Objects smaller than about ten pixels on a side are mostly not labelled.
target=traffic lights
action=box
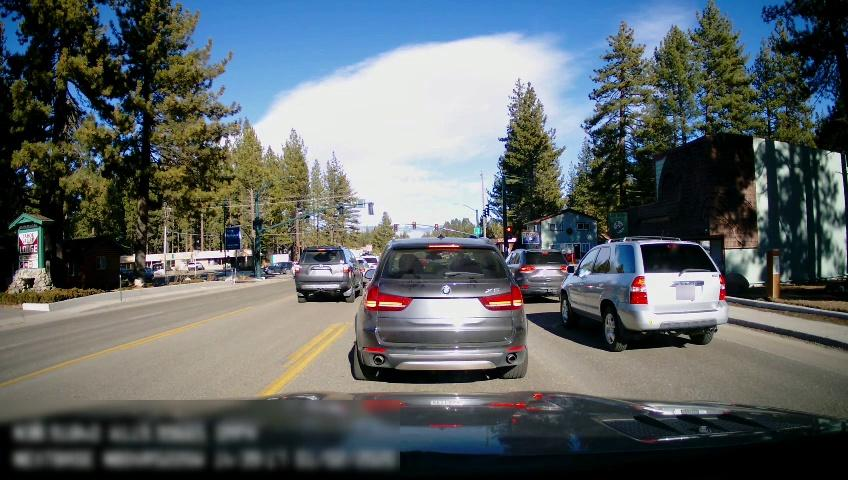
[506,224,512,237]
[368,203,374,216]
[337,208,343,219]
[484,203,490,217]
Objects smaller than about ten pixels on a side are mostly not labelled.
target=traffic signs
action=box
[473,225,483,237]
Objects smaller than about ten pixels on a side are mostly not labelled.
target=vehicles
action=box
[560,237,727,352]
[295,248,363,302]
[129,266,156,279]
[262,260,295,277]
[360,254,379,267]
[360,260,370,287]
[187,261,204,271]
[353,239,527,382]
[506,248,572,305]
